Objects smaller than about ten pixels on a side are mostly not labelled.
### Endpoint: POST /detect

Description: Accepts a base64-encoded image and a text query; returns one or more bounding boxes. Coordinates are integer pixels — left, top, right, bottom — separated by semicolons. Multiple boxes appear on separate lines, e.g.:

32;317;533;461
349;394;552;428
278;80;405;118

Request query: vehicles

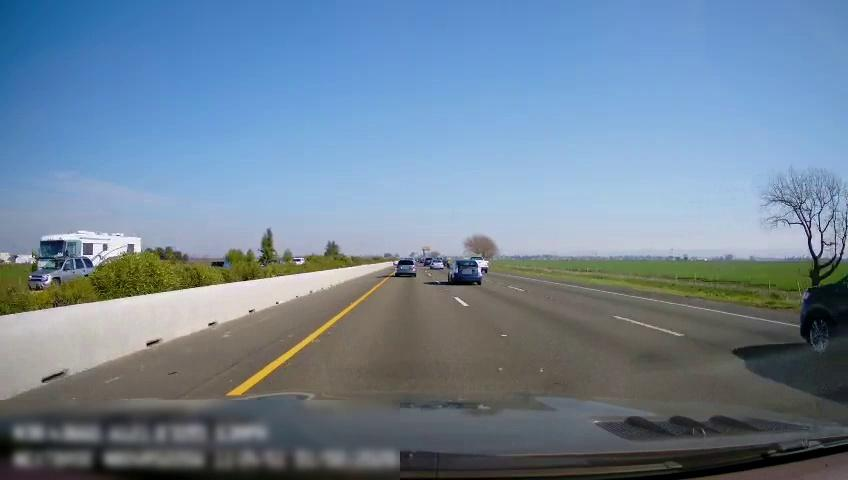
472;255;489;273
210;261;231;269
292;257;306;265
32;230;141;272
445;259;483;286
798;275;848;354
429;258;446;270
393;258;417;278
28;256;95;291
